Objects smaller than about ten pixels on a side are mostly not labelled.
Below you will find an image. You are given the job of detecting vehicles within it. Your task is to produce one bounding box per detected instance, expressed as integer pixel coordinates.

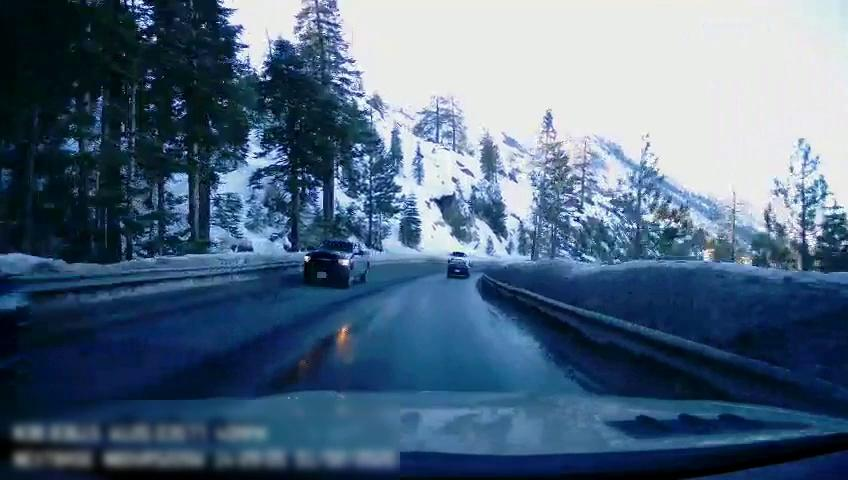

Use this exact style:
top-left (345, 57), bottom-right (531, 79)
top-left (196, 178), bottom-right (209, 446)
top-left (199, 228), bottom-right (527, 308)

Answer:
top-left (448, 251), bottom-right (467, 263)
top-left (303, 240), bottom-right (369, 287)
top-left (446, 259), bottom-right (472, 279)
top-left (0, 278), bottom-right (23, 361)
